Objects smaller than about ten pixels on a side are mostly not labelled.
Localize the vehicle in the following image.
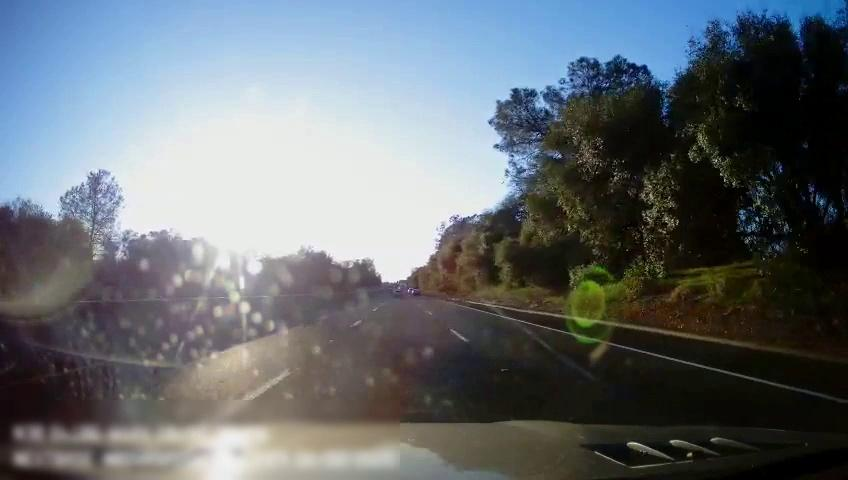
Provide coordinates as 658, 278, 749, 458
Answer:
393, 290, 402, 298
